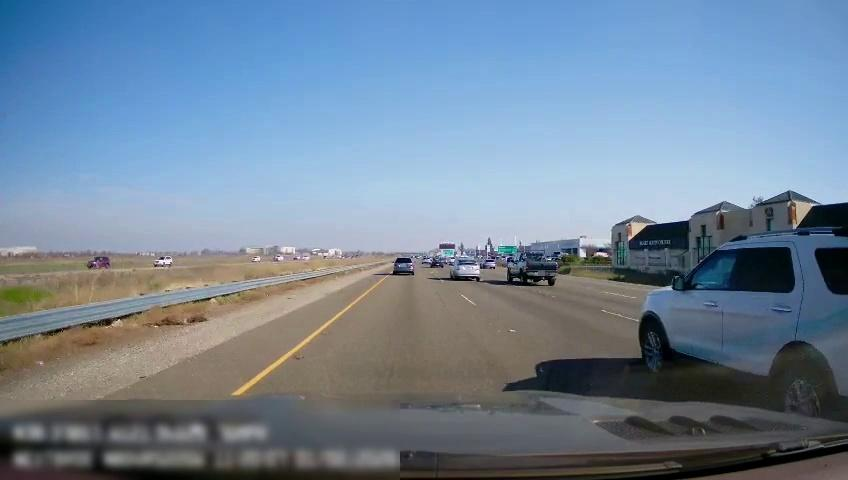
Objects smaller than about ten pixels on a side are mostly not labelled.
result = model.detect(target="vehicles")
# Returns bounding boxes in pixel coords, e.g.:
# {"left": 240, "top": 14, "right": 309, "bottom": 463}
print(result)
{"left": 421, "top": 256, "right": 432, "bottom": 265}
{"left": 506, "top": 250, "right": 559, "bottom": 287}
{"left": 87, "top": 256, "right": 112, "bottom": 270}
{"left": 430, "top": 256, "right": 445, "bottom": 268}
{"left": 153, "top": 255, "right": 173, "bottom": 268}
{"left": 250, "top": 255, "right": 262, "bottom": 263}
{"left": 448, "top": 256, "right": 480, "bottom": 282}
{"left": 636, "top": 227, "right": 848, "bottom": 424}
{"left": 479, "top": 258, "right": 496, "bottom": 269}
{"left": 272, "top": 254, "right": 284, "bottom": 262}
{"left": 391, "top": 257, "right": 415, "bottom": 276}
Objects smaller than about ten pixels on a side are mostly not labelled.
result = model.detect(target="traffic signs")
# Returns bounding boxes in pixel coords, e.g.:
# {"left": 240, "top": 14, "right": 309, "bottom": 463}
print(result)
{"left": 497, "top": 245, "right": 518, "bottom": 255}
